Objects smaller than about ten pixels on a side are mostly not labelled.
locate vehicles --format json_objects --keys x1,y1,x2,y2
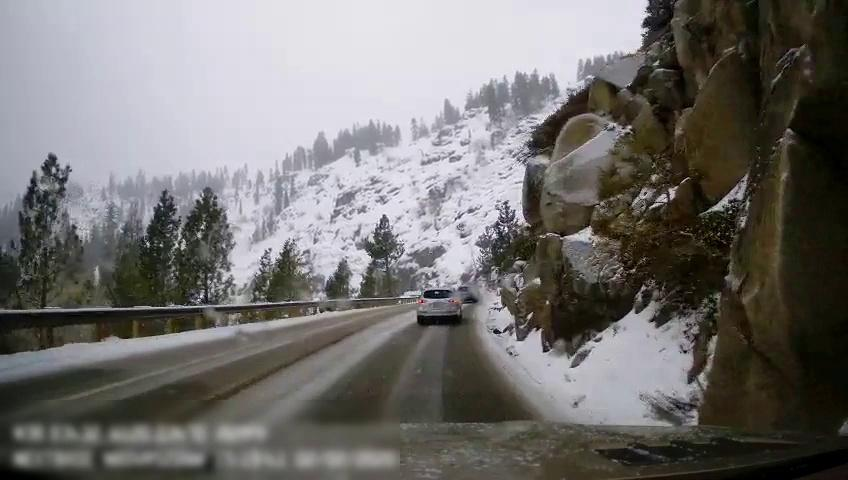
[
  {"x1": 417, "y1": 287, "x2": 463, "y2": 326},
  {"x1": 454, "y1": 285, "x2": 479, "y2": 304}
]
